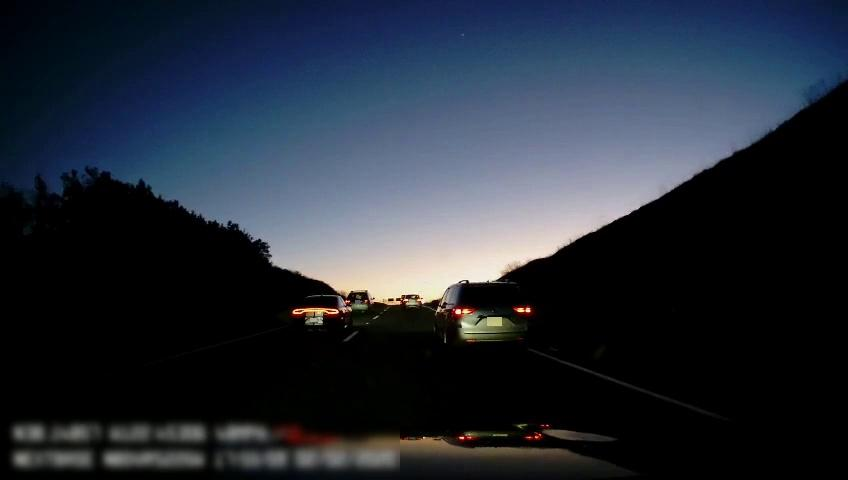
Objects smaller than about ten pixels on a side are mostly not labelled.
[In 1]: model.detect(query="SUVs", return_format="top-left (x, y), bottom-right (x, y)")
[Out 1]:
top-left (344, 290), bottom-right (376, 316)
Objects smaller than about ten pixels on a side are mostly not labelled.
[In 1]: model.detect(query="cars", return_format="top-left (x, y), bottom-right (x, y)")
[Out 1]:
top-left (402, 294), bottom-right (423, 311)
top-left (289, 294), bottom-right (354, 334)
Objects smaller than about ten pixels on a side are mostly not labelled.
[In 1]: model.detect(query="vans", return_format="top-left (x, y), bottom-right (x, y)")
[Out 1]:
top-left (429, 279), bottom-right (535, 350)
